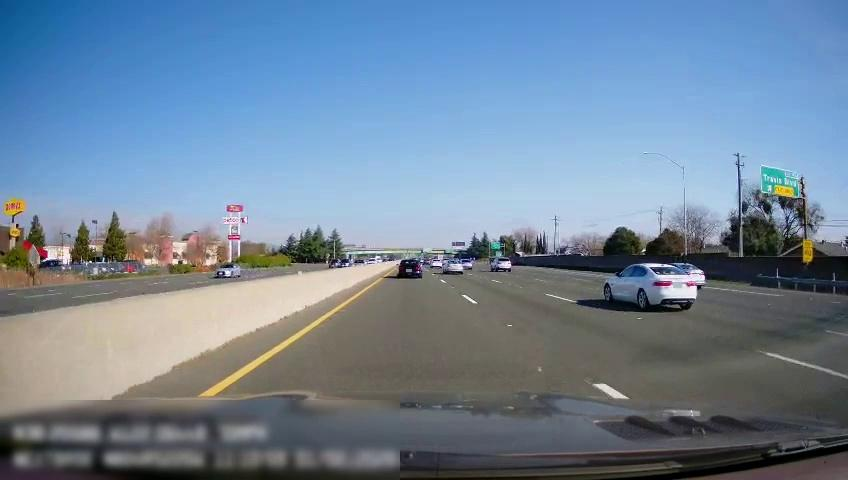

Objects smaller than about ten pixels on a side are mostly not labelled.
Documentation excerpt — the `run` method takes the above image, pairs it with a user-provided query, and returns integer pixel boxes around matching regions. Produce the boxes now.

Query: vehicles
[123,260,138,274]
[353,258,366,264]
[397,259,423,278]
[461,258,473,271]
[601,263,697,312]
[491,256,512,272]
[430,258,444,269]
[81,262,109,275]
[668,262,705,289]
[364,258,380,265]
[102,262,126,273]
[337,258,353,268]
[38,258,72,273]
[328,258,341,269]
[442,259,464,275]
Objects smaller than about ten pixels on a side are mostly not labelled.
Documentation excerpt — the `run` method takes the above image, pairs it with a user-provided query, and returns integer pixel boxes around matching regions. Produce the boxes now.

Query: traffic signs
[759,165,800,201]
